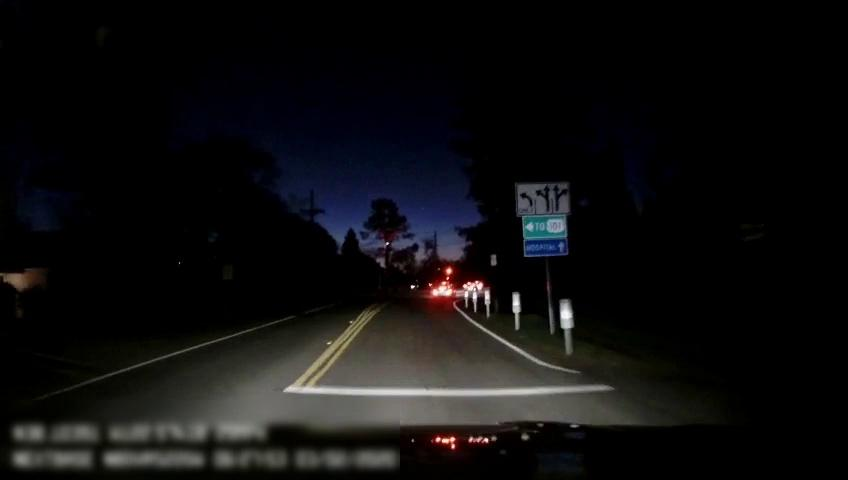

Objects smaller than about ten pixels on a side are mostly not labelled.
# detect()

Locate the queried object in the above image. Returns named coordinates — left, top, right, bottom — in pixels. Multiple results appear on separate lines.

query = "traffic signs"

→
left=516, top=184, right=571, bottom=214
left=523, top=216, right=568, bottom=257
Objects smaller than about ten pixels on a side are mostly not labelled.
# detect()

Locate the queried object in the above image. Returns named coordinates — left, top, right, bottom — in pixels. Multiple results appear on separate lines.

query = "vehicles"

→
left=463, top=281, right=478, bottom=293
left=432, top=282, right=457, bottom=300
